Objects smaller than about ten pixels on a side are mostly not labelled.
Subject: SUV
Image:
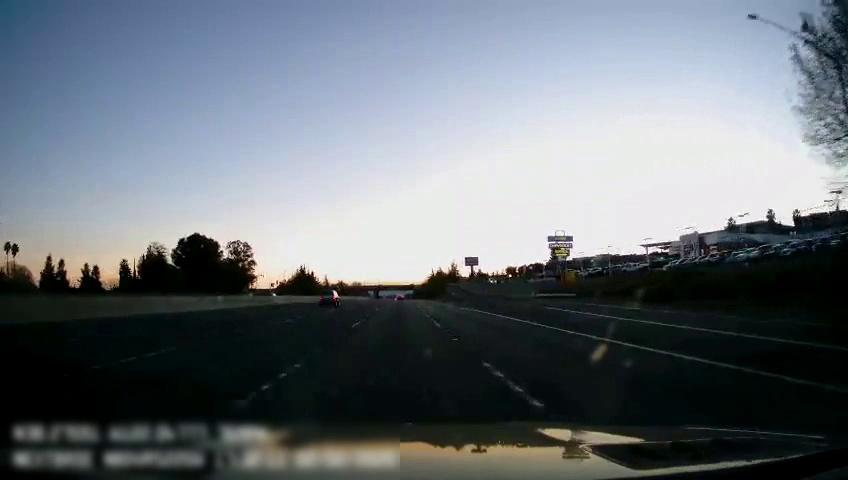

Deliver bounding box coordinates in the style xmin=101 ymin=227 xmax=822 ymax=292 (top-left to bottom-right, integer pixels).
xmin=319 ymin=290 xmax=341 ymax=307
